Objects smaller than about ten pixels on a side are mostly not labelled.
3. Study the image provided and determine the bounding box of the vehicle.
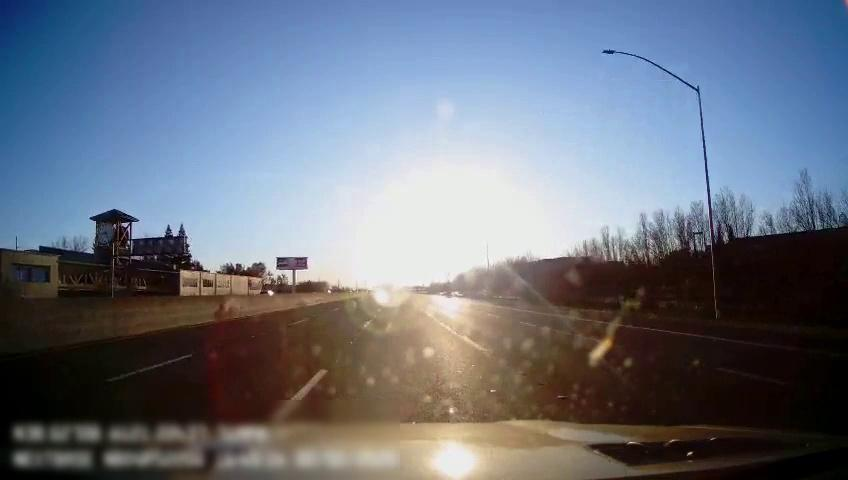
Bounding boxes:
[255,291,275,298]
